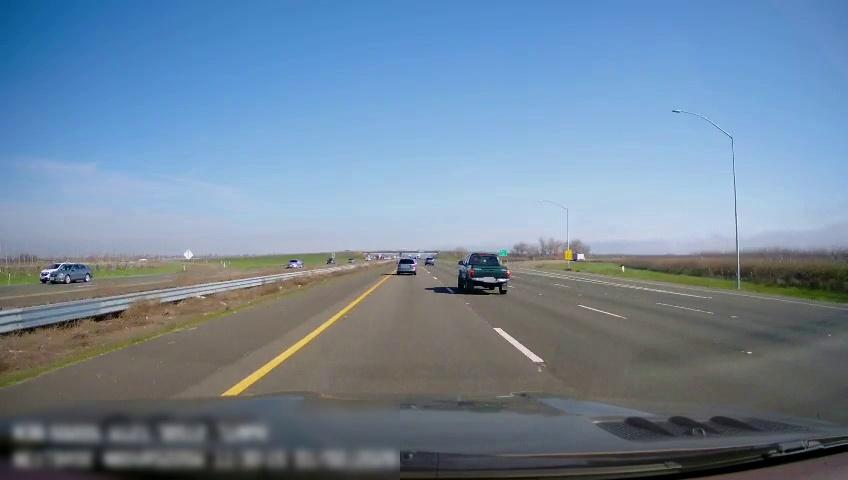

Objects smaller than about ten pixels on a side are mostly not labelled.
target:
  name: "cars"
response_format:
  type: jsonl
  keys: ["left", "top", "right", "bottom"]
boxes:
{"left": 49, "top": 264, "right": 94, "bottom": 285}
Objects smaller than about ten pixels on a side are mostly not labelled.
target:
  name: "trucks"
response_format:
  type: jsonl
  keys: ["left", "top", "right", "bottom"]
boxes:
{"left": 572, "top": 254, "right": 587, "bottom": 262}
{"left": 458, "top": 253, "right": 512, "bottom": 294}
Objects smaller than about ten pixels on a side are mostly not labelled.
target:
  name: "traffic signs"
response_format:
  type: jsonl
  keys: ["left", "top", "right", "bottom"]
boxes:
{"left": 497, "top": 249, "right": 509, "bottom": 257}
{"left": 565, "top": 249, "right": 573, "bottom": 261}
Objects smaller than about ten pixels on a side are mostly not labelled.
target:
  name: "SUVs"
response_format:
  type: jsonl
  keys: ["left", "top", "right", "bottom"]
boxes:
{"left": 39, "top": 262, "right": 78, "bottom": 284}
{"left": 396, "top": 257, "right": 418, "bottom": 276}
{"left": 424, "top": 257, "right": 434, "bottom": 266}
{"left": 286, "top": 259, "right": 304, "bottom": 270}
